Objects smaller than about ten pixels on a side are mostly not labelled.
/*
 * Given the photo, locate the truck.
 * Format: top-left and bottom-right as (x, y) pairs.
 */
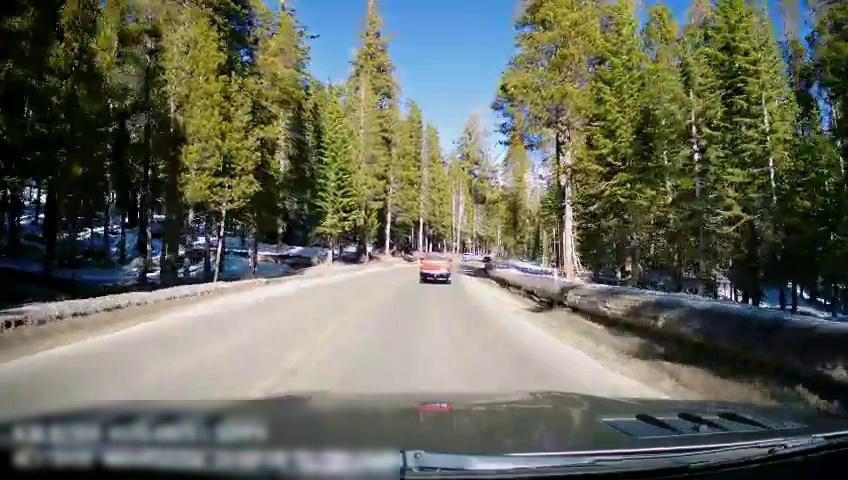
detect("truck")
(419, 253), (452, 283)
